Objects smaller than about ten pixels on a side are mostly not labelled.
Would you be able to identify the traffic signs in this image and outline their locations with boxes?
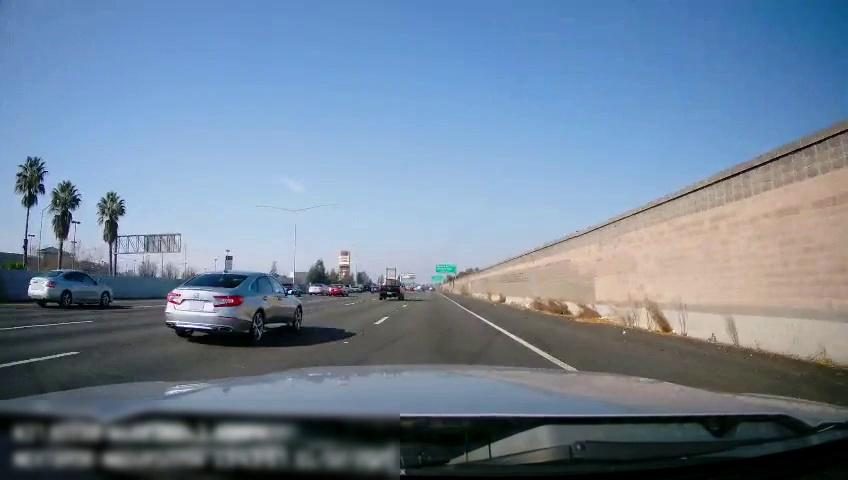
[435,263,457,273]
[224,255,233,271]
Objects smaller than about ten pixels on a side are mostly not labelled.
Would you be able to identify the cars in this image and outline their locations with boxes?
[308,283,330,297]
[328,284,350,297]
[163,272,303,346]
[27,269,114,310]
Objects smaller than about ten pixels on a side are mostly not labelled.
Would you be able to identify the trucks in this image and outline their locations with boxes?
[379,279,405,300]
